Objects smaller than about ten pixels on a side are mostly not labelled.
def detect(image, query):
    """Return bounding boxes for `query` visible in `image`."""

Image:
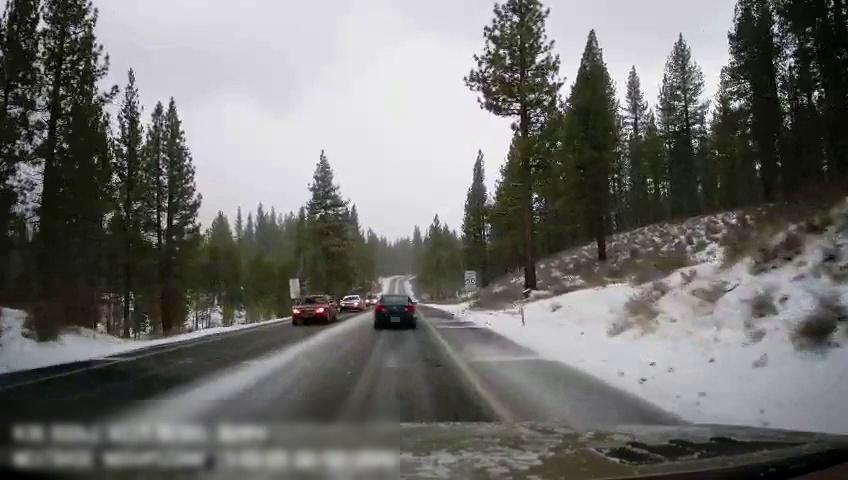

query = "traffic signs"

[464,281,477,289]
[463,270,477,282]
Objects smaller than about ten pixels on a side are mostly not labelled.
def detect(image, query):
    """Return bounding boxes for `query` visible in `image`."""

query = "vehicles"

[291,293,338,327]
[338,294,366,313]
[364,294,384,308]
[373,294,418,331]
